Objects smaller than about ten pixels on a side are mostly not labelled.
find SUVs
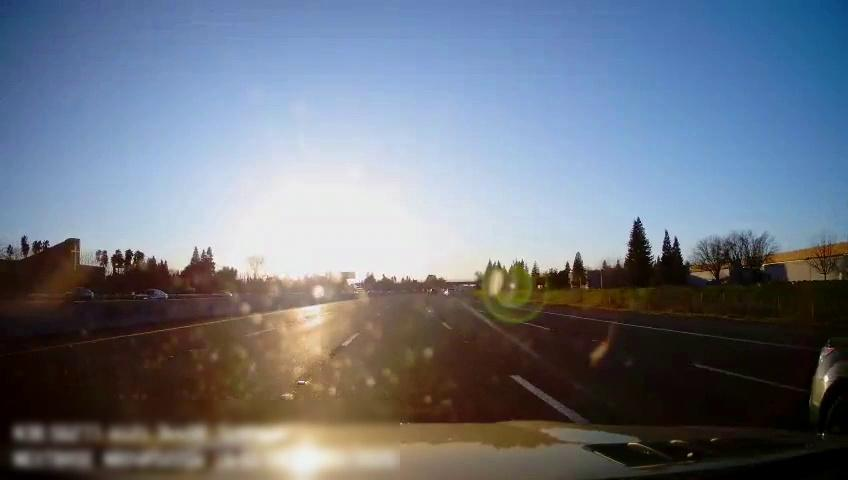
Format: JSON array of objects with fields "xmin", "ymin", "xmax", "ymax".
[{"xmin": 807, "ymin": 329, "xmax": 848, "ymax": 442}]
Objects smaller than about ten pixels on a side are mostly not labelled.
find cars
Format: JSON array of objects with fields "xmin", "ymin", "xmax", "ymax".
[
  {"xmin": 133, "ymin": 288, "xmax": 169, "ymax": 301},
  {"xmin": 61, "ymin": 286, "xmax": 94, "ymax": 304},
  {"xmin": 208, "ymin": 289, "xmax": 233, "ymax": 299}
]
